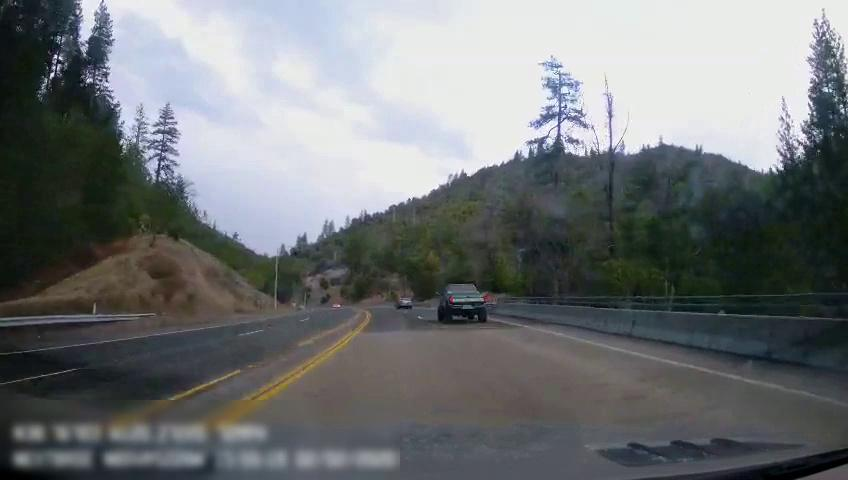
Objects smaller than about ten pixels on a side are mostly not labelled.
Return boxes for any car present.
[396,297,414,309]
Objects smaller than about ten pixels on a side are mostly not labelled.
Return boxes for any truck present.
[436,283,488,324]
